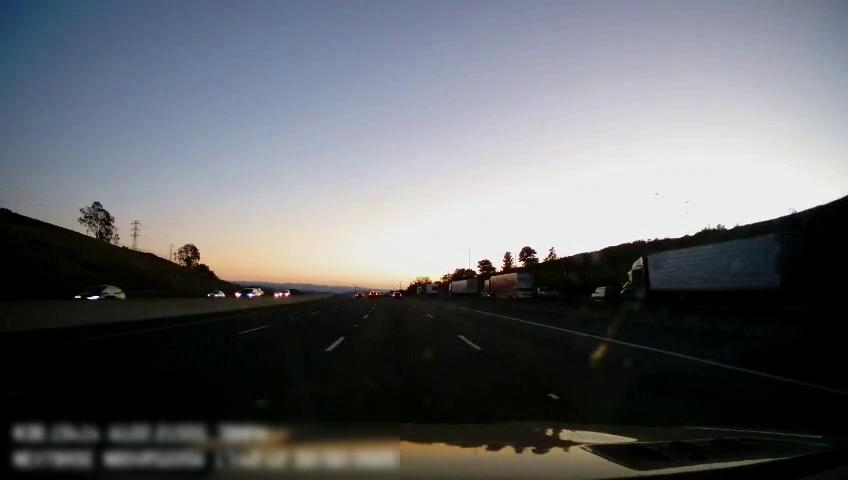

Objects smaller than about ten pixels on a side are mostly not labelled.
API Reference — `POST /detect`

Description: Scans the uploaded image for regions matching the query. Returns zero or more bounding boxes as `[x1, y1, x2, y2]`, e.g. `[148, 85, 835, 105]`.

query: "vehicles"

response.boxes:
[369, 290, 380, 299]
[448, 279, 480, 298]
[591, 284, 615, 301]
[425, 283, 440, 293]
[391, 291, 403, 300]
[481, 272, 535, 301]
[278, 289, 291, 298]
[73, 284, 126, 301]
[234, 287, 262, 299]
[537, 287, 555, 299]
[619, 234, 787, 303]
[207, 289, 227, 298]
